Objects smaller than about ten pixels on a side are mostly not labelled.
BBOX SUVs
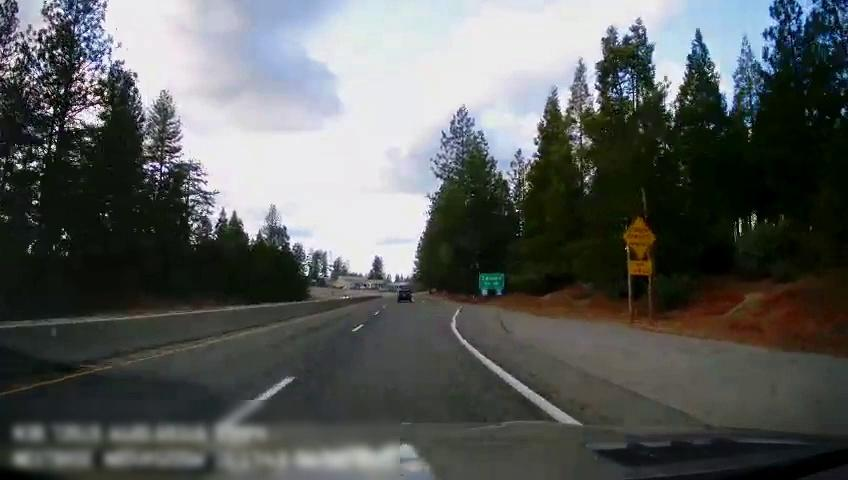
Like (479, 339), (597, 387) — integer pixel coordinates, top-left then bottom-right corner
(397, 289), (414, 304)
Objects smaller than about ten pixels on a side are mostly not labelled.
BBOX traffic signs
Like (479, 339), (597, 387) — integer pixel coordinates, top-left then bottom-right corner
(622, 216), (656, 259)
(628, 260), (653, 278)
(478, 273), (505, 290)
